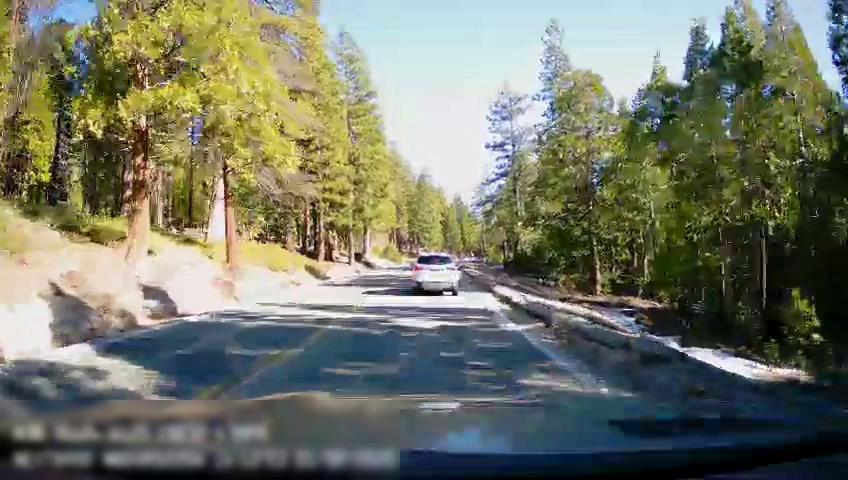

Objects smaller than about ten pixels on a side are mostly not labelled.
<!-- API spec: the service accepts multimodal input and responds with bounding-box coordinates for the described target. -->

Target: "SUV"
[412,252,460,296]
